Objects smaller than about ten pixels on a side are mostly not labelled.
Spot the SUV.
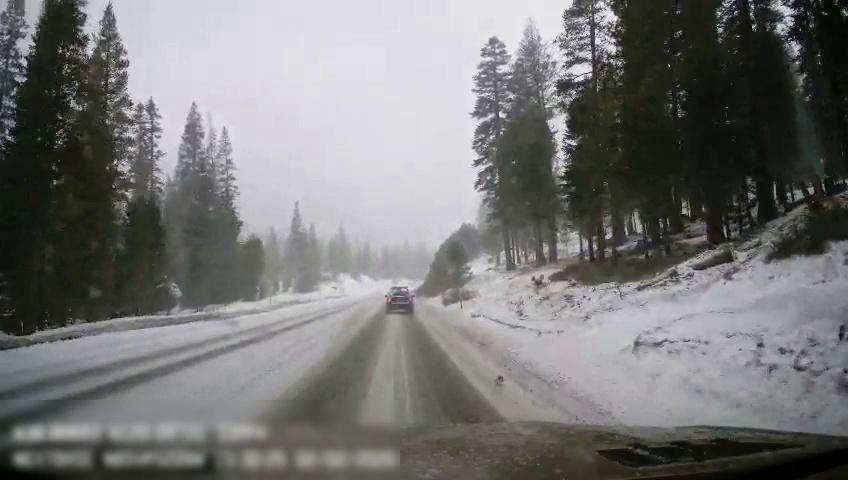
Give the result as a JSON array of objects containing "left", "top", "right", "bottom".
[{"left": 384, "top": 286, "right": 415, "bottom": 313}]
